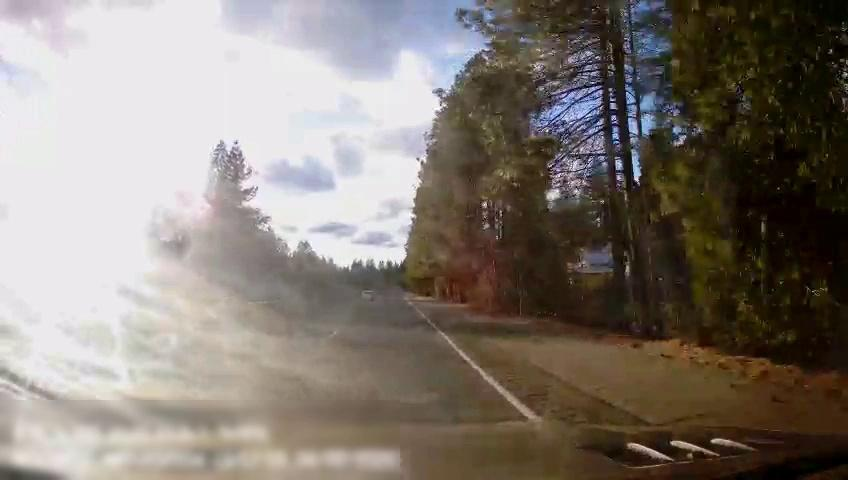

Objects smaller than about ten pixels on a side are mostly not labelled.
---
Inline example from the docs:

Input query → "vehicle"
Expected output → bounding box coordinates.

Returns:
[360,289,376,303]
